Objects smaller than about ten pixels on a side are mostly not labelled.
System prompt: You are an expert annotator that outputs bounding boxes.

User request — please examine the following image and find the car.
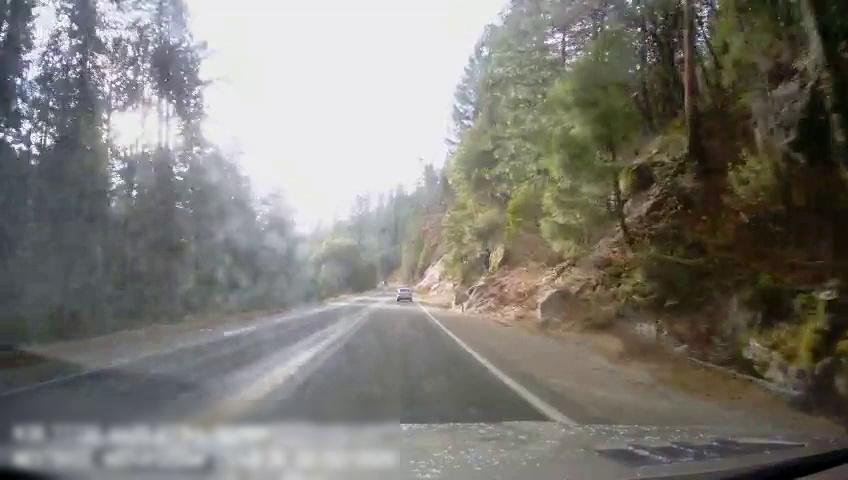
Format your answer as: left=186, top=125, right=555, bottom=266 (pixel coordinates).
left=396, top=287, right=413, bottom=303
